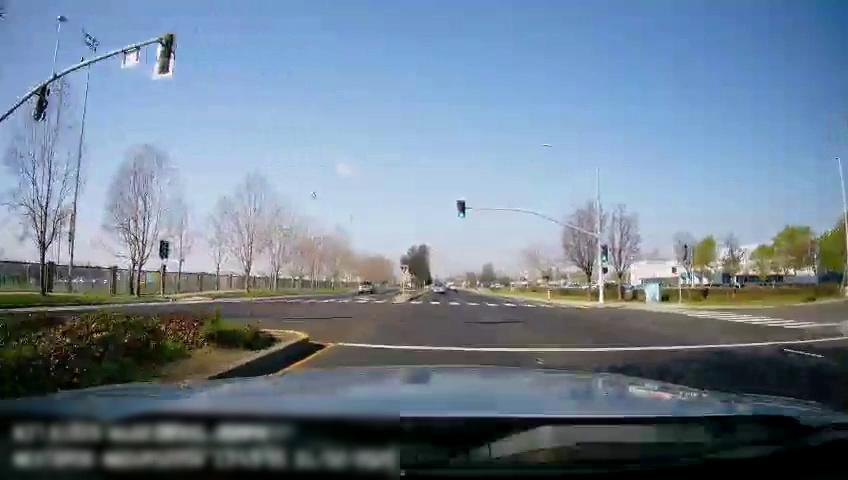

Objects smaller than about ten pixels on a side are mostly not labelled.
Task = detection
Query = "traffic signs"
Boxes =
[399,263,409,275]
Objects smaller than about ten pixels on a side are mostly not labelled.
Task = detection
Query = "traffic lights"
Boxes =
[31,81,52,122]
[150,31,177,78]
[600,244,609,263]
[455,199,467,217]
[158,239,165,261]
[681,242,689,262]
[163,240,169,259]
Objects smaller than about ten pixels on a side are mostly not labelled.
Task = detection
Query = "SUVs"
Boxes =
[357,281,376,295]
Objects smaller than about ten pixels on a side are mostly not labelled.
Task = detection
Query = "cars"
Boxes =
[432,284,446,294]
